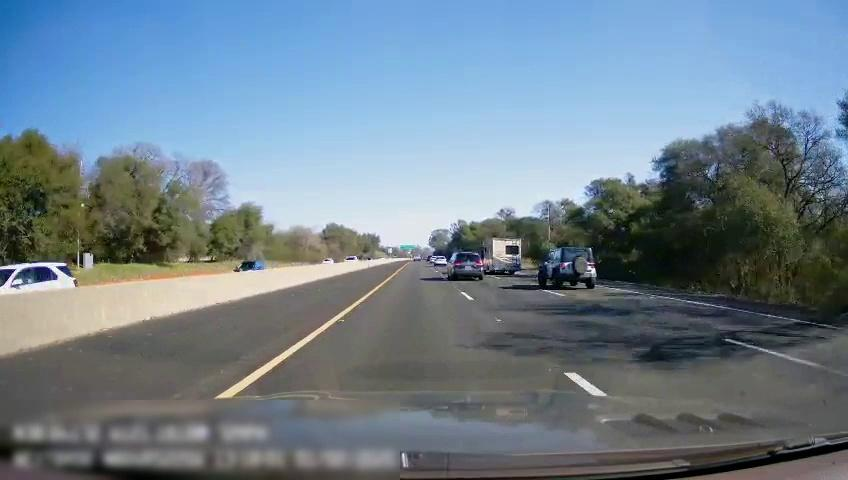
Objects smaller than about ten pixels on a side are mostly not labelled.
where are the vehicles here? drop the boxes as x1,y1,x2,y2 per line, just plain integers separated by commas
447,252,484,281
537,247,597,290
344,255,359,262
0,262,78,294
233,260,265,273
434,255,447,266
480,239,522,275
322,258,334,264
